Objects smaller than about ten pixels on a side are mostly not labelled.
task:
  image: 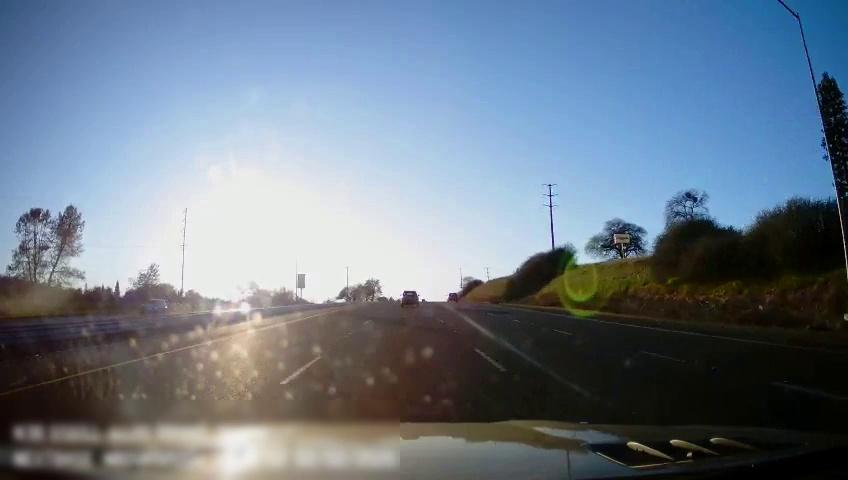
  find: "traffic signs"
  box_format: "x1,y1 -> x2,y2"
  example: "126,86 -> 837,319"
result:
297,274 -> 305,289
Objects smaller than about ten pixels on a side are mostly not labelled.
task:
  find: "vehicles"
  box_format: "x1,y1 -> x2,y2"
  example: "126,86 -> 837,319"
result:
136,299 -> 168,315
446,293 -> 458,303
400,290 -> 420,307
